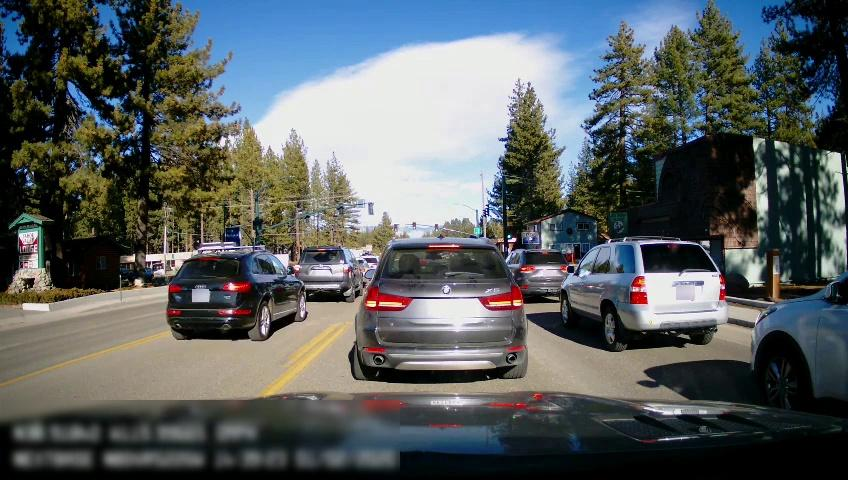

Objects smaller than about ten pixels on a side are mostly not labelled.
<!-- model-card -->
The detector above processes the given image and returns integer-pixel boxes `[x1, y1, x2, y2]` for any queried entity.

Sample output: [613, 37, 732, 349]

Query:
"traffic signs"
[473, 225, 483, 237]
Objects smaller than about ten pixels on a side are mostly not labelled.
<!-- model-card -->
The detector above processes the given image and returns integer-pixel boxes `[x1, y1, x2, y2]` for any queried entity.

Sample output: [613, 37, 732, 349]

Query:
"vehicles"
[360, 260, 370, 286]
[121, 268, 148, 281]
[295, 248, 363, 302]
[353, 238, 527, 382]
[506, 248, 572, 305]
[560, 238, 727, 352]
[749, 272, 848, 411]
[166, 253, 307, 341]
[360, 255, 379, 267]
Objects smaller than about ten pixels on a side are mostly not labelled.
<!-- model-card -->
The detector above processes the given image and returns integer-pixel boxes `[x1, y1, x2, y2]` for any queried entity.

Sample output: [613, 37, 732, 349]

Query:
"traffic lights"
[368, 204, 374, 217]
[338, 207, 344, 218]
[483, 204, 489, 218]
[506, 222, 512, 235]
